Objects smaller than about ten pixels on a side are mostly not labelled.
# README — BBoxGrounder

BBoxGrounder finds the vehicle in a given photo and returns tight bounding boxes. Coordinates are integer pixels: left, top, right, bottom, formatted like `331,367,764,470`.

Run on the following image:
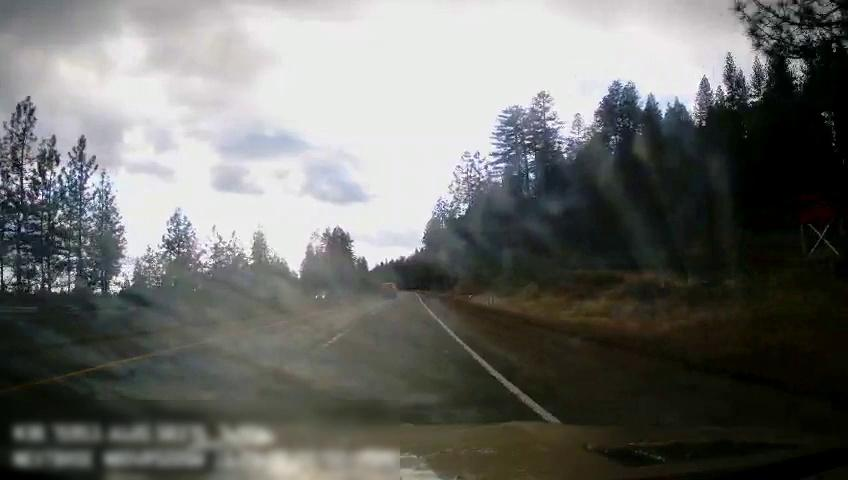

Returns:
379,282,398,299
